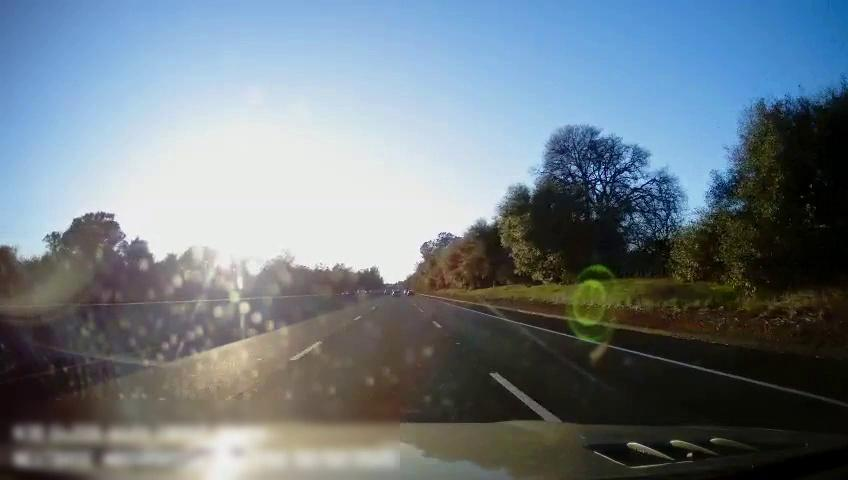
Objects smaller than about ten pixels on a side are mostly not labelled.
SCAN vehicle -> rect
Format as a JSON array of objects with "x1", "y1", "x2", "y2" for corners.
[{"x1": 392, "y1": 290, "x2": 401, "y2": 297}]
